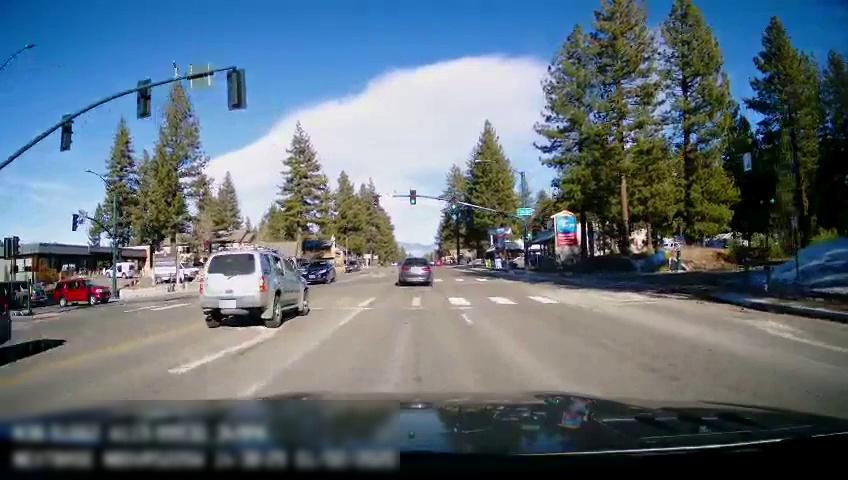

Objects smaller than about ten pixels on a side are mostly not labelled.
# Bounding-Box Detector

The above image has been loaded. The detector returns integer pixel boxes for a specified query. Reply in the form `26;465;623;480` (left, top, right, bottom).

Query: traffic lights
136;80;153;118
61;112;72;151
227;70;248;111
410;190;416;206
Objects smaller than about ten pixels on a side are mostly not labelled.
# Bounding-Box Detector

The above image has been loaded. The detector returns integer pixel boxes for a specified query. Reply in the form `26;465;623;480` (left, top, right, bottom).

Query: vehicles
0;296;12;345
344;260;361;272
398;256;433;287
200;244;312;329
108;262;139;279
154;260;196;284
295;260;336;286
0;280;49;312
54;278;112;307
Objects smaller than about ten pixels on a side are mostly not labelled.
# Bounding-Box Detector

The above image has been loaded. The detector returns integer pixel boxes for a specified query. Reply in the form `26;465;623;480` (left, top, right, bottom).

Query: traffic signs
515;206;533;220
